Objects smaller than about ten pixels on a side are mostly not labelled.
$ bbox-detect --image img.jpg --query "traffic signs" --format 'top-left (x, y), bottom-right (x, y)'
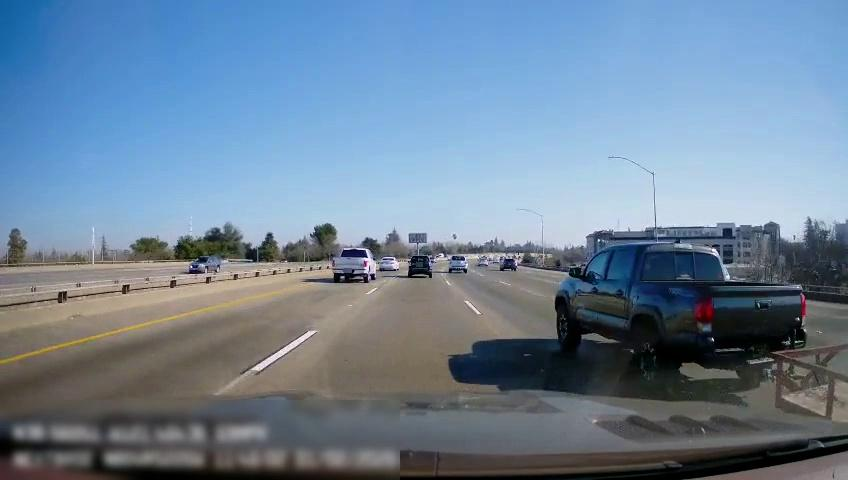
top-left (408, 232), bottom-right (428, 244)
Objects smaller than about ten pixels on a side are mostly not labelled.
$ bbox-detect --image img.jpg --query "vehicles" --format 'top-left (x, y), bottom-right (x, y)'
top-left (187, 255), bottom-right (221, 275)
top-left (499, 257), bottom-right (517, 272)
top-left (378, 255), bottom-right (400, 272)
top-left (551, 239), bottom-right (808, 390)
top-left (447, 255), bottom-right (469, 274)
top-left (760, 342), bottom-right (848, 427)
top-left (407, 255), bottom-right (434, 279)
top-left (477, 256), bottom-right (489, 267)
top-left (331, 247), bottom-right (377, 283)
